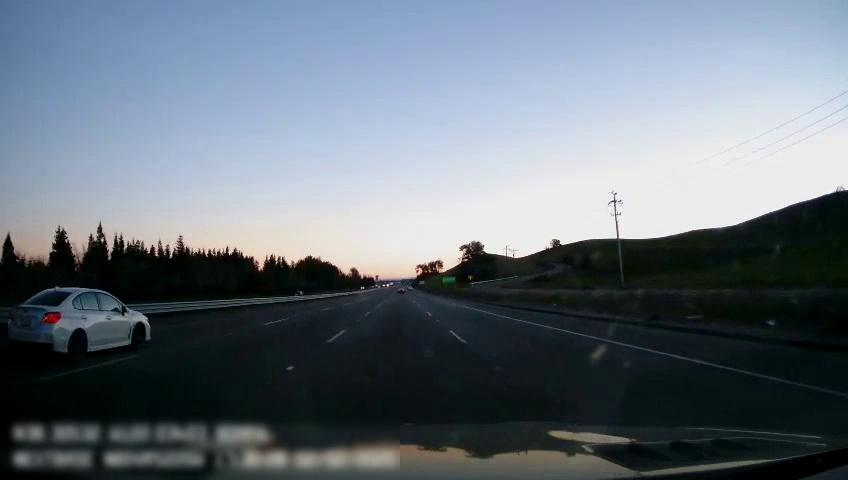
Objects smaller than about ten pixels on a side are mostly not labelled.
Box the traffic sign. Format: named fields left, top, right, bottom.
left=442, top=276, right=456, bottom=284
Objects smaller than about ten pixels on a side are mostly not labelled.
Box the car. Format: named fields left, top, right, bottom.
left=7, top=287, right=151, bottom=363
